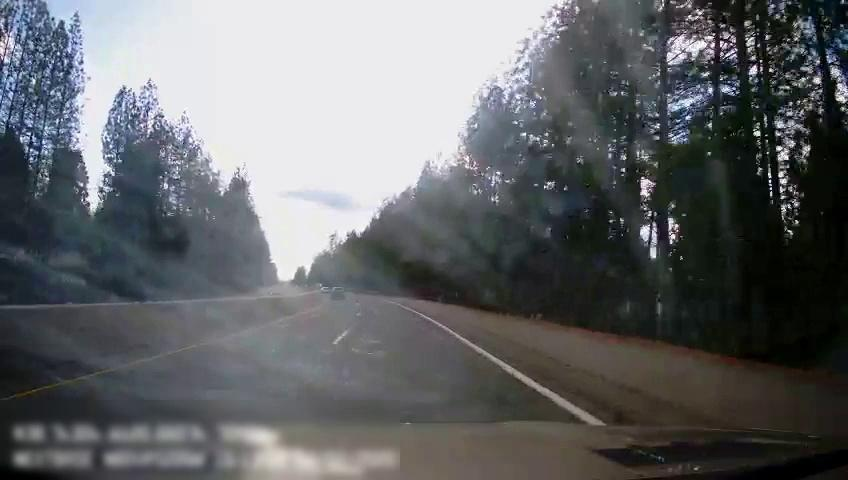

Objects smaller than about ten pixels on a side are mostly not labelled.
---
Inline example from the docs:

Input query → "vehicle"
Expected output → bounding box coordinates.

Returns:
[328,287,346,301]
